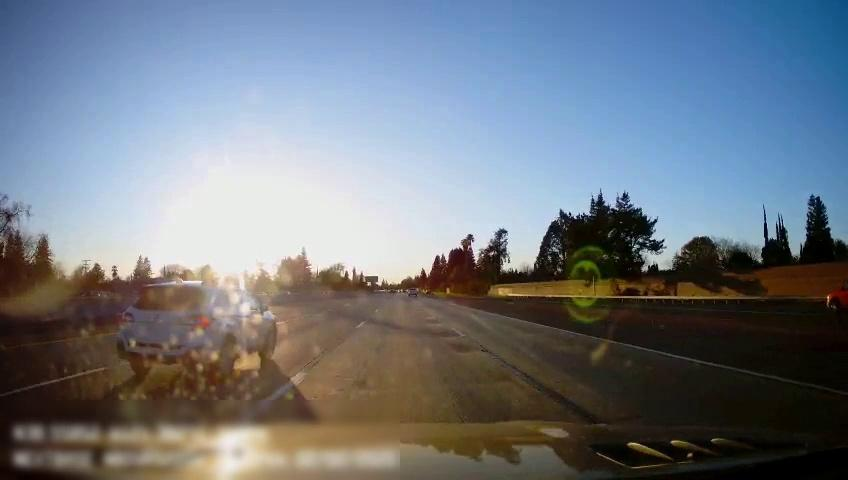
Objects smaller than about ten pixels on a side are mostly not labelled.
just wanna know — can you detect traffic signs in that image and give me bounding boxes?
[364,275,378,282]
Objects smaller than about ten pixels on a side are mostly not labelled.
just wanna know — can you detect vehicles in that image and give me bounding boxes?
[824,277,848,316]
[113,282,277,378]
[81,290,114,297]
[407,287,419,297]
